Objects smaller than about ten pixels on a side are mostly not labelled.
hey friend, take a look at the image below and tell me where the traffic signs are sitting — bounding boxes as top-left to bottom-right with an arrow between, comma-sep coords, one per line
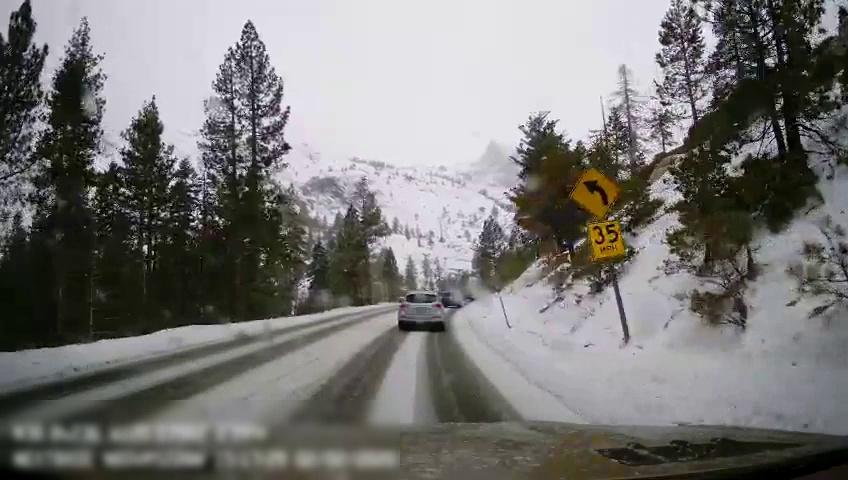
587,221 -> 625,262
569,167 -> 621,218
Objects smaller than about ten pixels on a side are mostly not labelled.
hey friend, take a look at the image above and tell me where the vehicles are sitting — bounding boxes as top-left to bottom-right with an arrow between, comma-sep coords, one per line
398,290 -> 445,330
460,288 -> 475,302
443,290 -> 463,308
